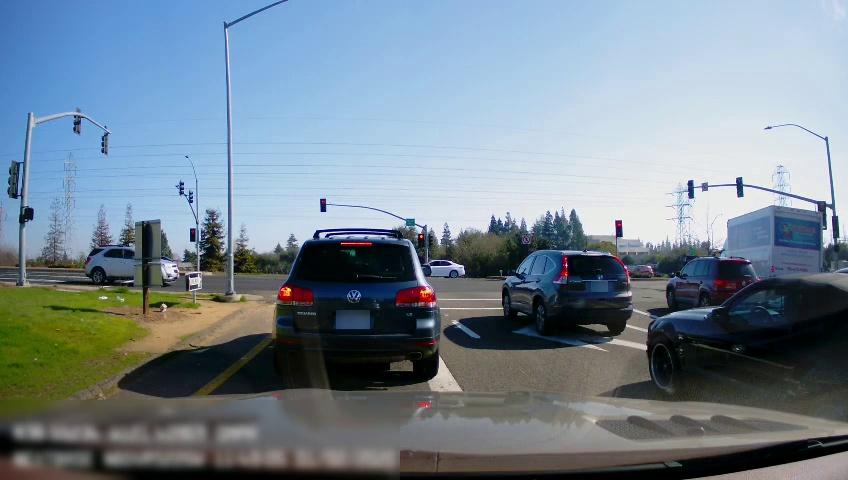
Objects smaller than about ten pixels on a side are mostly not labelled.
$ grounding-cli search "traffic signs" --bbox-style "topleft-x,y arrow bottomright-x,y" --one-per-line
405,218 -> 416,226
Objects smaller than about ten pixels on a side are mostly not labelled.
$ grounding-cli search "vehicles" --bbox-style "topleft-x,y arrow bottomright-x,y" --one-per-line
834,265 -> 848,273
665,256 -> 758,312
501,249 -> 633,339
645,270 -> 848,415
427,260 -> 465,278
272,238 -> 443,382
714,204 -> 824,279
83,246 -> 180,287
625,264 -> 656,279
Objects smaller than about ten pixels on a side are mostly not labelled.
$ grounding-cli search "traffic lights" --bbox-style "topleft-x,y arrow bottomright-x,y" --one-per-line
177,181 -> 186,197
817,200 -> 828,230
23,208 -> 34,221
72,110 -> 83,135
429,235 -> 435,248
614,220 -> 624,238
735,177 -> 744,198
190,228 -> 197,242
320,197 -> 328,213
188,191 -> 195,205
686,178 -> 695,200
417,234 -> 425,246
7,161 -> 19,199
100,133 -> 108,156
